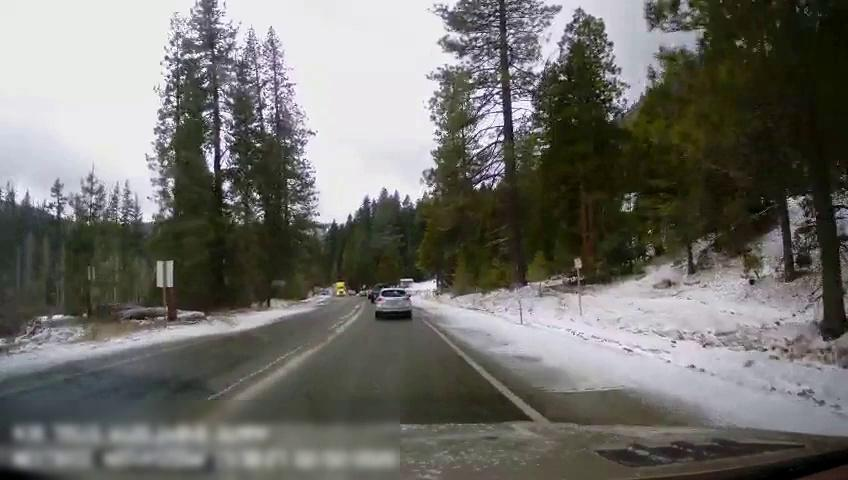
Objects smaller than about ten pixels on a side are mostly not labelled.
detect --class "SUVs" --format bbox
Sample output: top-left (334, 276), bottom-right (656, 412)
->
top-left (375, 288), bottom-right (412, 319)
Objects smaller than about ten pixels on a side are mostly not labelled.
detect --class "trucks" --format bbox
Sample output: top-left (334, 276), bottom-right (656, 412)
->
top-left (332, 282), bottom-right (346, 297)
top-left (371, 285), bottom-right (391, 303)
